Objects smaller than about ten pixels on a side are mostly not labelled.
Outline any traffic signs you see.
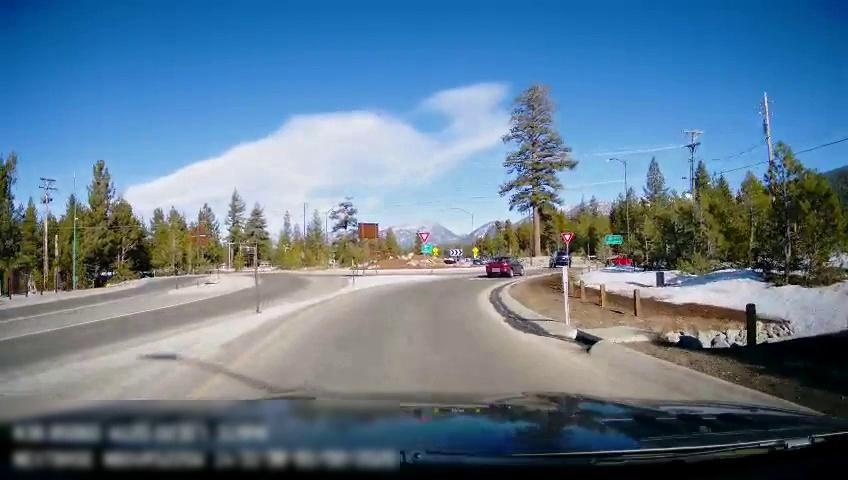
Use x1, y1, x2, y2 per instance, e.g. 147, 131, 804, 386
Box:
560, 232, 575, 246
420, 243, 432, 254
417, 232, 431, 244
449, 249, 464, 256
605, 234, 625, 246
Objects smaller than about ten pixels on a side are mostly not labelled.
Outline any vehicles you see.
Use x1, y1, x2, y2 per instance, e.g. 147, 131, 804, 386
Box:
605, 254, 634, 267
485, 256, 524, 278
549, 254, 571, 269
